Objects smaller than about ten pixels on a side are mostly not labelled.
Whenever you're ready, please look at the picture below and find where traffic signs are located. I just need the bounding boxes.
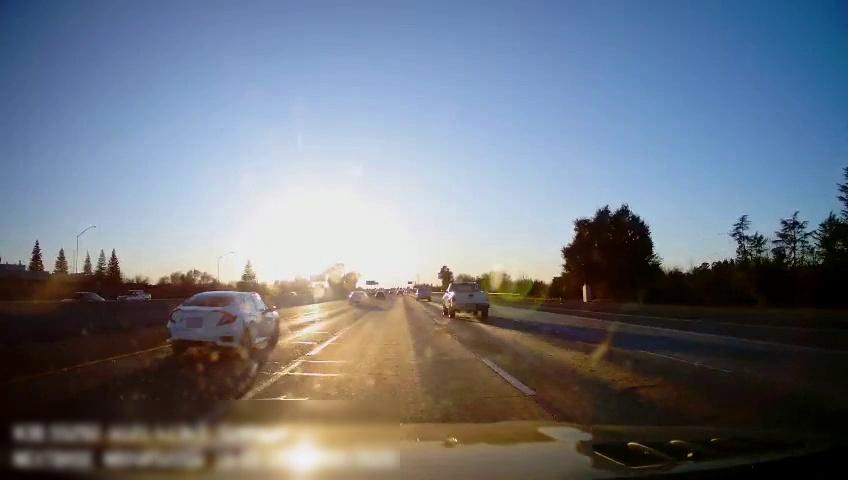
[365,280,376,285]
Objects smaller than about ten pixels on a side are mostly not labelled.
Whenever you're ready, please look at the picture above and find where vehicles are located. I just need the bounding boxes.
[59,292,106,301]
[116,290,151,301]
[374,291,386,301]
[442,282,490,320]
[164,290,280,362]
[414,286,433,301]
[348,290,370,307]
